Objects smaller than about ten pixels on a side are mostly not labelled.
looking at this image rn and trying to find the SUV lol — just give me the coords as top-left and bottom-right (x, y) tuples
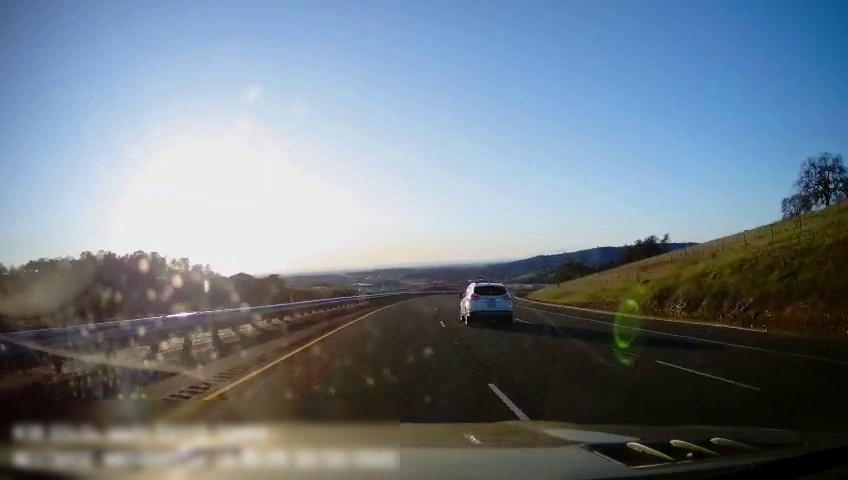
(458, 282), (514, 326)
